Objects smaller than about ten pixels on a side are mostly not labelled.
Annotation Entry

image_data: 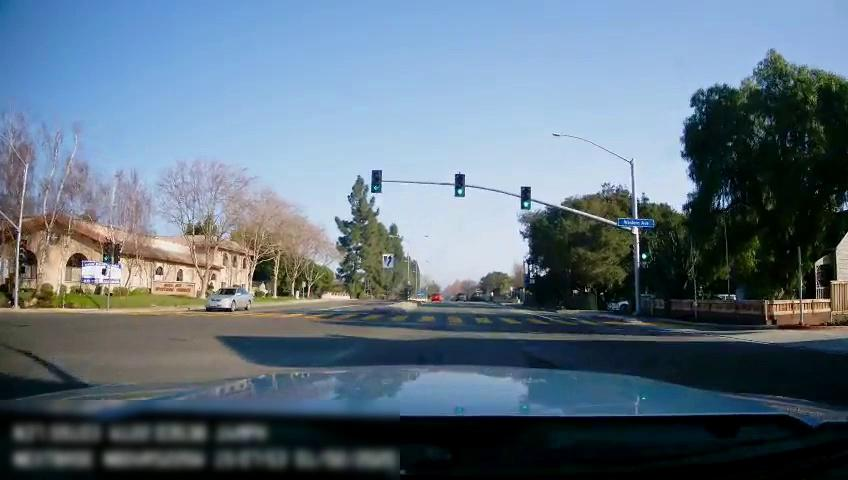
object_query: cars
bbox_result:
[205,287,252,313]
[606,299,632,317]
[431,293,441,302]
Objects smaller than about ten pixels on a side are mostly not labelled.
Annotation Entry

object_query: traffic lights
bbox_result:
[520,185,532,211]
[370,168,384,195]
[19,243,27,267]
[453,172,466,198]
[640,251,650,270]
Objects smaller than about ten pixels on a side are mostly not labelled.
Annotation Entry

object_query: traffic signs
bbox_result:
[380,252,395,269]
[617,217,657,230]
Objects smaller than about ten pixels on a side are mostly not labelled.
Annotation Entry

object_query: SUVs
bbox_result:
[455,292,467,303]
